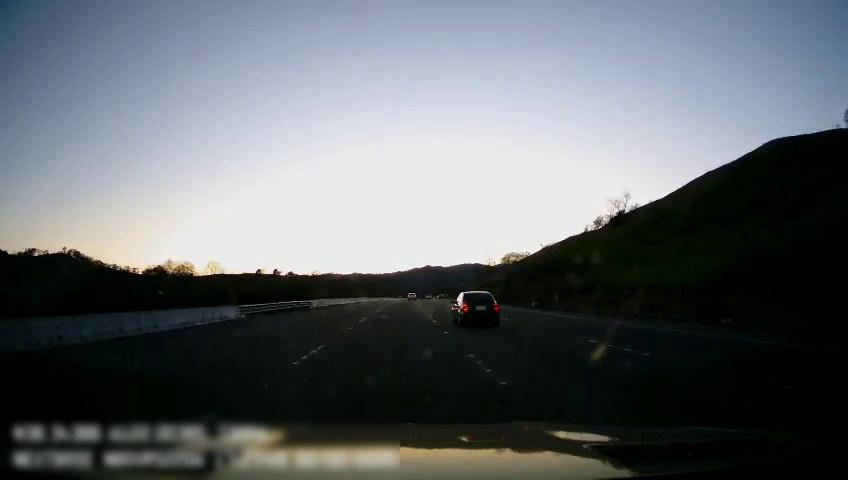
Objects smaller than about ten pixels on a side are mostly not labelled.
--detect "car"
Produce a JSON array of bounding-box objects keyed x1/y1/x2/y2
[{"x1": 450, "y1": 291, "x2": 500, "y2": 327}]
